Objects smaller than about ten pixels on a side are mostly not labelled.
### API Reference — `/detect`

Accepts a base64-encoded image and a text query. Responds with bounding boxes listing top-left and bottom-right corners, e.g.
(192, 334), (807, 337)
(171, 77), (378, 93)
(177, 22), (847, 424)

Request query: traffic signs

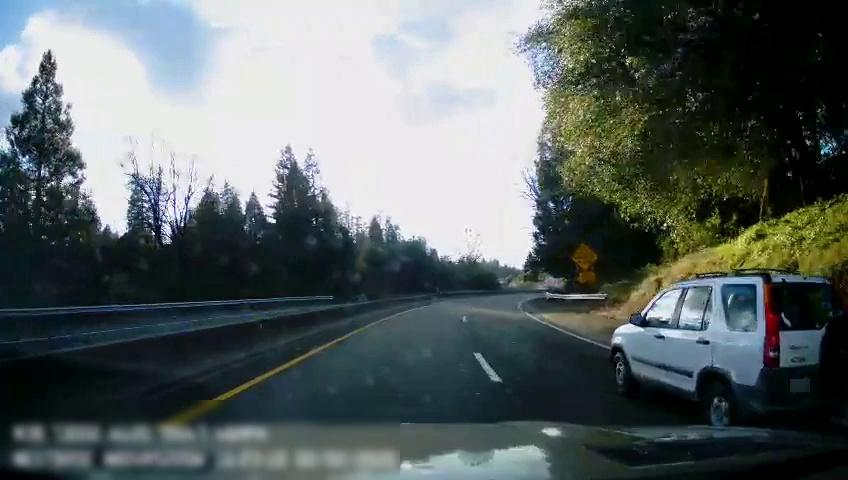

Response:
(570, 244), (600, 271)
(578, 272), (595, 283)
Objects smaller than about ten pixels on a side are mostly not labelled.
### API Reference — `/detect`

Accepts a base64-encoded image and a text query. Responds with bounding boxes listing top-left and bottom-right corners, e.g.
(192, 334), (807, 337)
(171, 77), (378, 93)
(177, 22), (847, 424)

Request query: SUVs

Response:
(606, 268), (848, 427)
